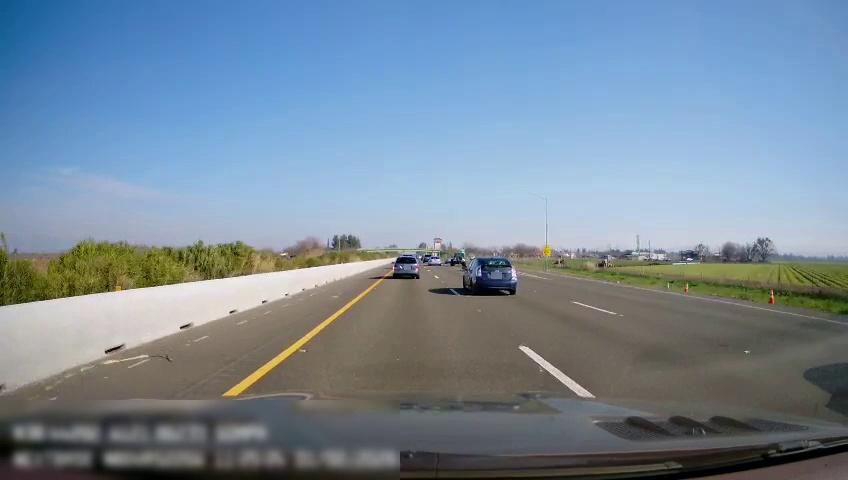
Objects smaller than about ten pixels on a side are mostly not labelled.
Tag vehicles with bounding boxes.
[391,255,420,279]
[427,255,442,267]
[461,256,518,296]
[449,253,467,266]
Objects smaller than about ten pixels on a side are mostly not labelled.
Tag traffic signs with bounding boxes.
[542,245,553,256]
